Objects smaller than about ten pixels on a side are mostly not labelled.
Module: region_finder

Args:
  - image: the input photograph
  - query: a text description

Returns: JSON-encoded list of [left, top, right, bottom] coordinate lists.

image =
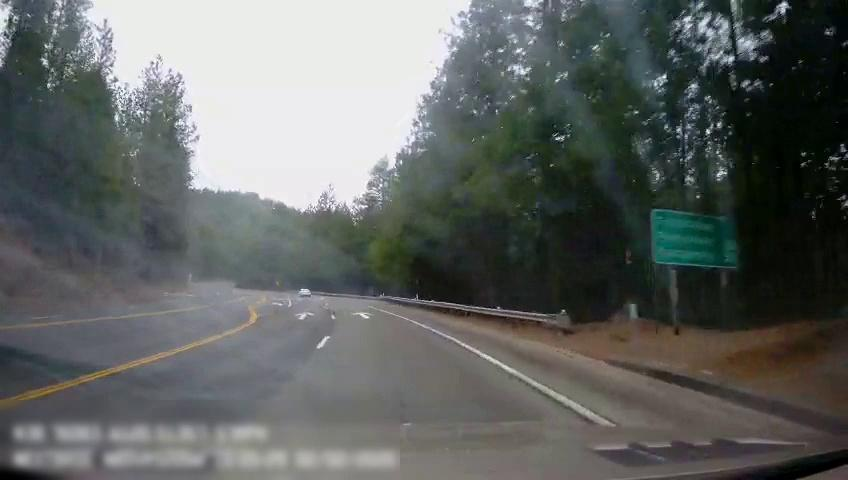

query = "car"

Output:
[[298, 288, 311, 298]]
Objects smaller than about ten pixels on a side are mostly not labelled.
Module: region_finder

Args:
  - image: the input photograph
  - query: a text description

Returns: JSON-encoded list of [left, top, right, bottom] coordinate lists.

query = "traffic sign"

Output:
[[650, 208, 738, 269]]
